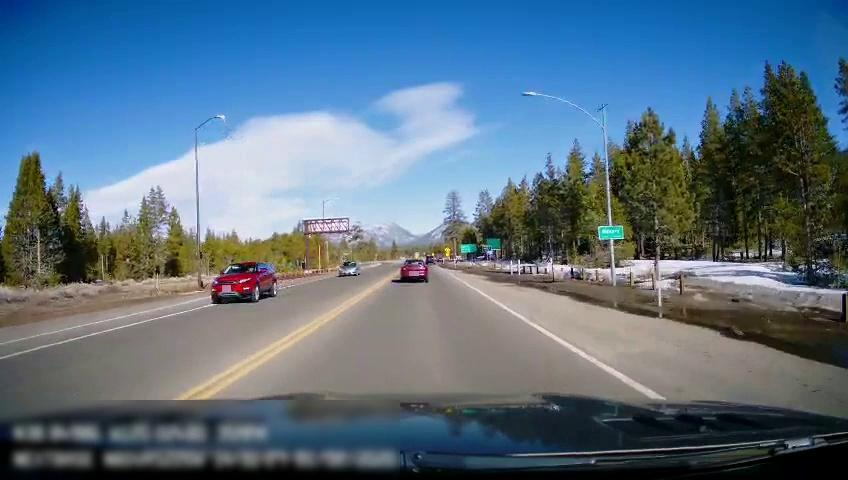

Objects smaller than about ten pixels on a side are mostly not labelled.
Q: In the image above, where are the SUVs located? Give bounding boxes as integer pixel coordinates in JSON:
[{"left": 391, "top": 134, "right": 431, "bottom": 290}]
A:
[{"left": 210, "top": 262, "right": 279, "bottom": 304}]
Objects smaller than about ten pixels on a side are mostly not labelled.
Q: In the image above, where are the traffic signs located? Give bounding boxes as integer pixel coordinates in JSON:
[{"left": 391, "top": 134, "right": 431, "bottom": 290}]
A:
[
  {"left": 459, "top": 244, "right": 477, "bottom": 253},
  {"left": 486, "top": 238, "right": 502, "bottom": 249},
  {"left": 598, "top": 225, "right": 625, "bottom": 241}
]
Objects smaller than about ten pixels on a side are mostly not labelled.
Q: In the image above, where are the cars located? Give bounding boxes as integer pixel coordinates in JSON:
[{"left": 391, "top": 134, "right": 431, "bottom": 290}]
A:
[
  {"left": 338, "top": 262, "right": 361, "bottom": 277},
  {"left": 399, "top": 257, "right": 429, "bottom": 282}
]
